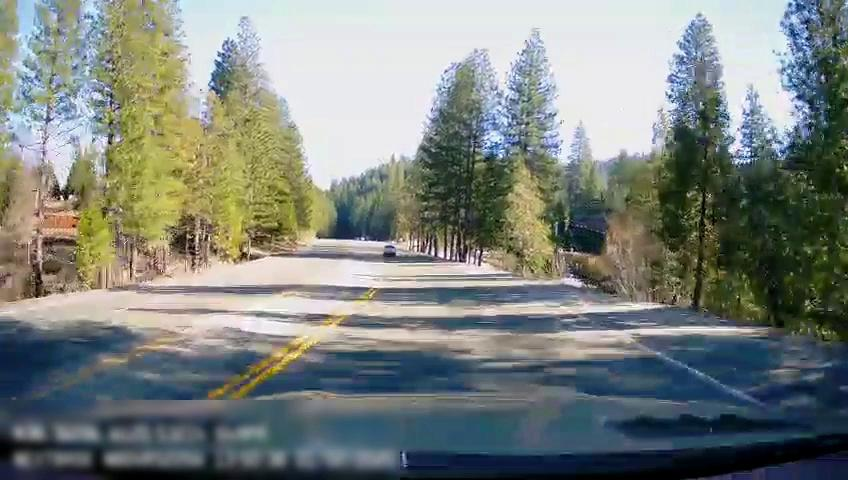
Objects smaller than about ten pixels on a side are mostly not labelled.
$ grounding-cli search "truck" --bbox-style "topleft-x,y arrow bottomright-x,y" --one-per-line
383,245 -> 396,258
